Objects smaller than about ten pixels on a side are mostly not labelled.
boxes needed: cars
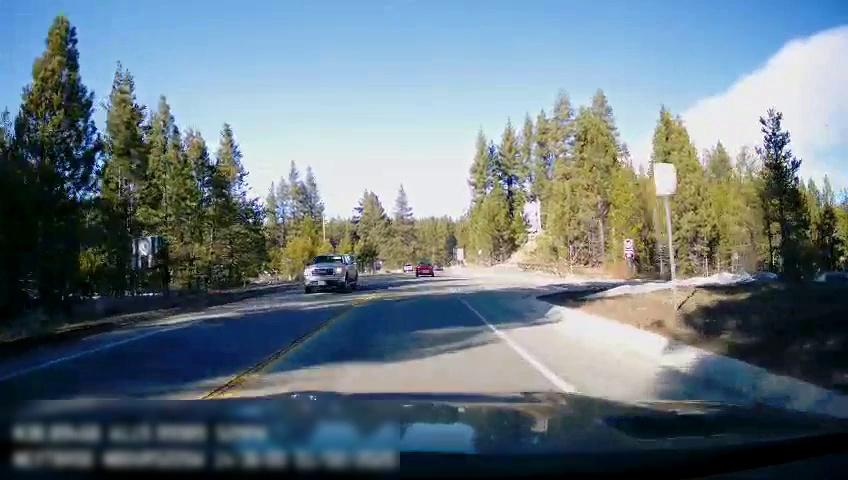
[416,261,435,277]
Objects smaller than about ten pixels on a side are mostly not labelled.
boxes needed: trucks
[304,254,358,295]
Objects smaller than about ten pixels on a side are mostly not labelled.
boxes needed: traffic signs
[456,248,464,261]
[653,162,677,196]
[624,238,635,260]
